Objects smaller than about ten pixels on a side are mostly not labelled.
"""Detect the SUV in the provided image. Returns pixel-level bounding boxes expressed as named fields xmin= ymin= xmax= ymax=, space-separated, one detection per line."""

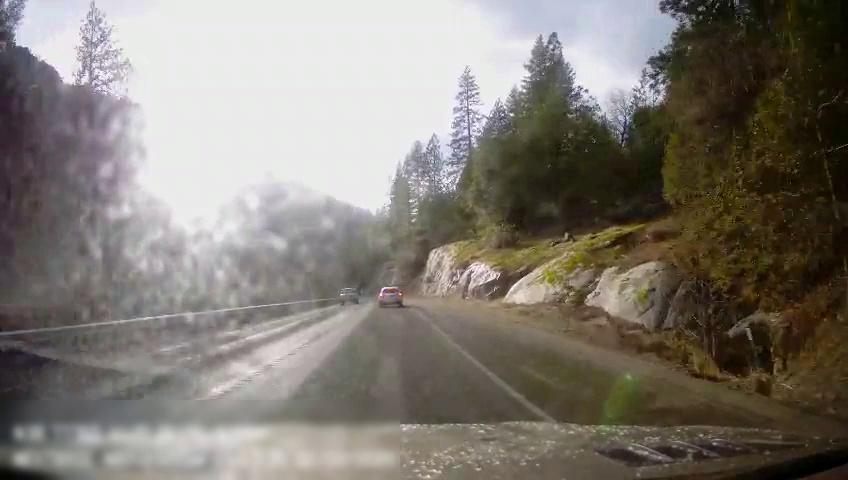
xmin=339 ymin=288 xmax=360 ymax=306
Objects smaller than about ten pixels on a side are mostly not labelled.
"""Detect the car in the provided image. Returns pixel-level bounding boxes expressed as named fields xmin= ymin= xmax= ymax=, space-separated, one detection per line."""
xmin=377 ymin=286 xmax=403 ymax=308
